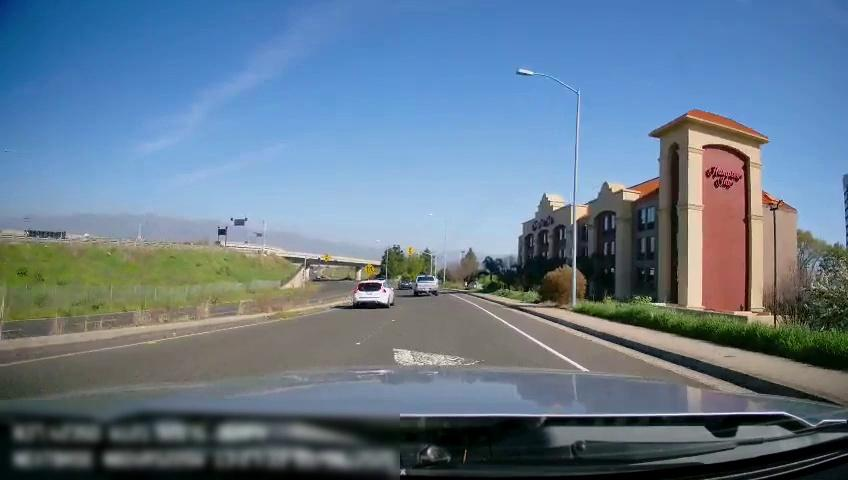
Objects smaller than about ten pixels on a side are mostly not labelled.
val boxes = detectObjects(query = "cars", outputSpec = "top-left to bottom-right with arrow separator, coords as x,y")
397,277 -> 413,290
352,280 -> 395,309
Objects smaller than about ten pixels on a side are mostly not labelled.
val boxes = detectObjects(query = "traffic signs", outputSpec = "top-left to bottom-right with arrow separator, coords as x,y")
233,218 -> 245,226
363,264 -> 375,276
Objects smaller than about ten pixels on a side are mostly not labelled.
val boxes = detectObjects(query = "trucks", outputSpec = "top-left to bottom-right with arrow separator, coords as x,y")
412,275 -> 439,297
